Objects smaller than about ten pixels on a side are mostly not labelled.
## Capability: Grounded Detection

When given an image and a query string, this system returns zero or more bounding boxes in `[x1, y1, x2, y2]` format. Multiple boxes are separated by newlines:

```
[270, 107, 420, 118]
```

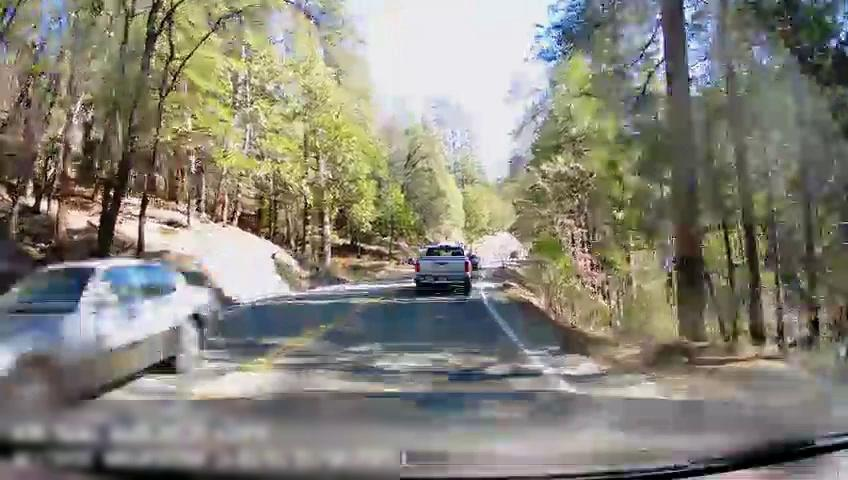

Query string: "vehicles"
[471, 253, 481, 269]
[413, 240, 474, 294]
[0, 257, 230, 419]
